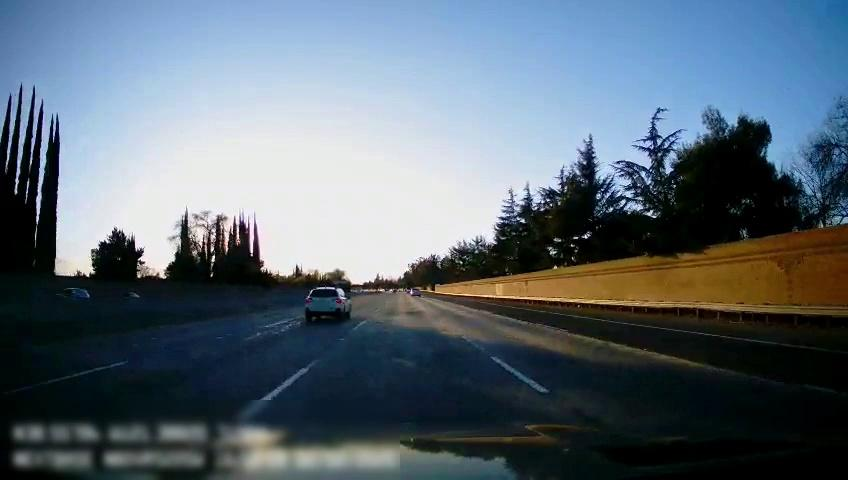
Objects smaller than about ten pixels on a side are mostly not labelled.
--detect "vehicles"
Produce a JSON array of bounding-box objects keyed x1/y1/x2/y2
[
  {"x1": 409, "y1": 287, "x2": 421, "y2": 297},
  {"x1": 52, "y1": 288, "x2": 89, "y2": 299},
  {"x1": 305, "y1": 286, "x2": 353, "y2": 324},
  {"x1": 118, "y1": 292, "x2": 141, "y2": 299}
]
